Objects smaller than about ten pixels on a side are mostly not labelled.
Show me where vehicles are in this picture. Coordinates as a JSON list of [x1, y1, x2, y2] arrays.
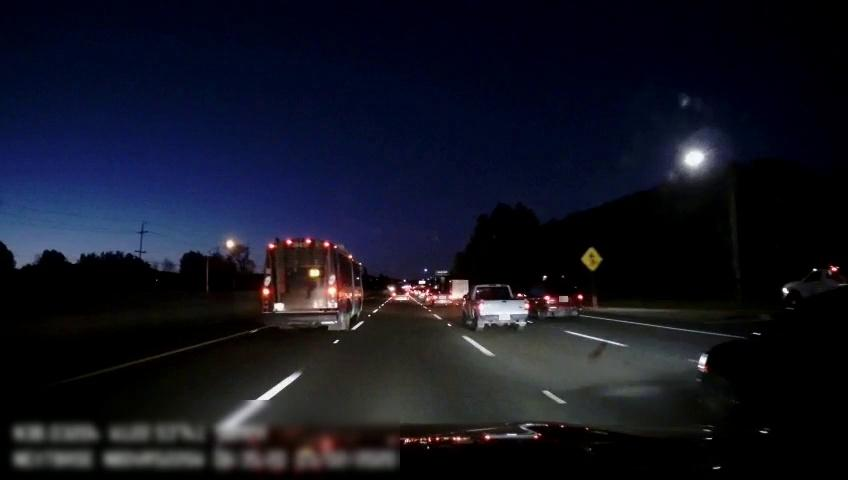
[[461, 284, 531, 332], [693, 286, 848, 438], [781, 265, 848, 309], [390, 285, 410, 302], [436, 280, 469, 306], [515, 279, 584, 319], [421, 289, 442, 306], [260, 237, 368, 332]]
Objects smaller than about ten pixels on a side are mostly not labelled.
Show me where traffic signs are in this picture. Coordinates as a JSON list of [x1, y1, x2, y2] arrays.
[[581, 246, 603, 271], [436, 270, 450, 276]]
